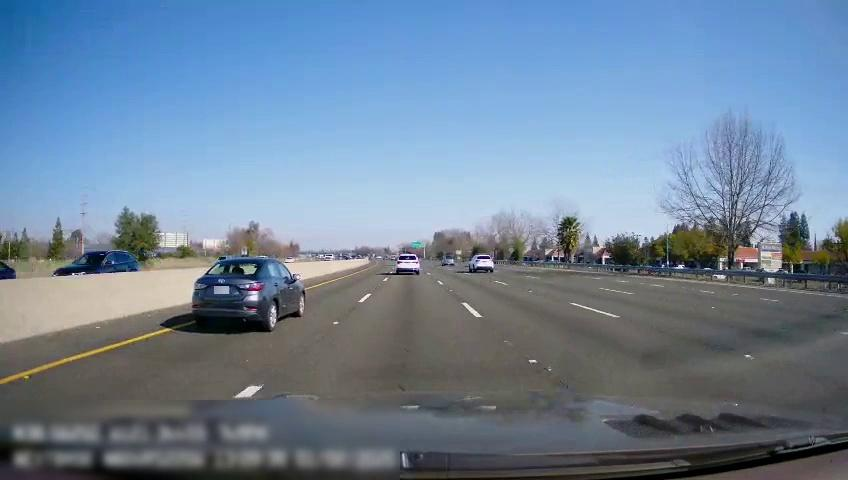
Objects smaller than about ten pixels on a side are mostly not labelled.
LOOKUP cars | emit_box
[190,256,307,335]
[0,262,17,280]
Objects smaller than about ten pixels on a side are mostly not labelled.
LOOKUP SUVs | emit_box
[469,254,495,273]
[395,253,421,276]
[51,250,141,277]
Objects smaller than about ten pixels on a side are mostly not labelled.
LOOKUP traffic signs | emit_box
[411,240,427,249]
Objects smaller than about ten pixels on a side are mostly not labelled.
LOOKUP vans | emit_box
[438,254,455,267]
